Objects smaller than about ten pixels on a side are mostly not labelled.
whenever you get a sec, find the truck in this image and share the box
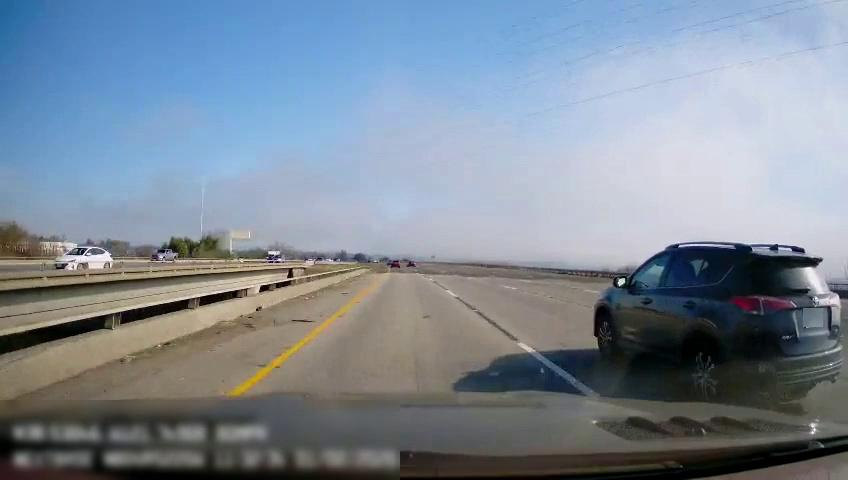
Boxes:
[150,249,179,264]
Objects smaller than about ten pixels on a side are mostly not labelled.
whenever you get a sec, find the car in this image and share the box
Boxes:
[53,246,114,271]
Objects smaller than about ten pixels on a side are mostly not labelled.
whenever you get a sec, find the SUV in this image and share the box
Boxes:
[593,240,842,405]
